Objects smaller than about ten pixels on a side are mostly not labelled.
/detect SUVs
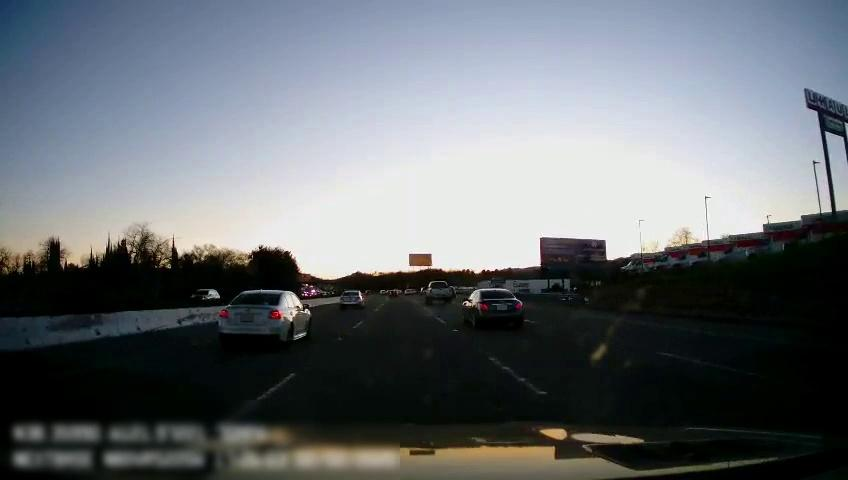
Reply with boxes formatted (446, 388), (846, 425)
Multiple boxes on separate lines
(191, 288), (221, 301)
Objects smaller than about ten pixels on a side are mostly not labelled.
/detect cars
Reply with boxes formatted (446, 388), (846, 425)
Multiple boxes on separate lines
(460, 288), (524, 329)
(339, 290), (366, 310)
(218, 290), (313, 349)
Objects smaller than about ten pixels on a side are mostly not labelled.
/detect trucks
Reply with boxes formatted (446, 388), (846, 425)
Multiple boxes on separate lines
(425, 281), (452, 306)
